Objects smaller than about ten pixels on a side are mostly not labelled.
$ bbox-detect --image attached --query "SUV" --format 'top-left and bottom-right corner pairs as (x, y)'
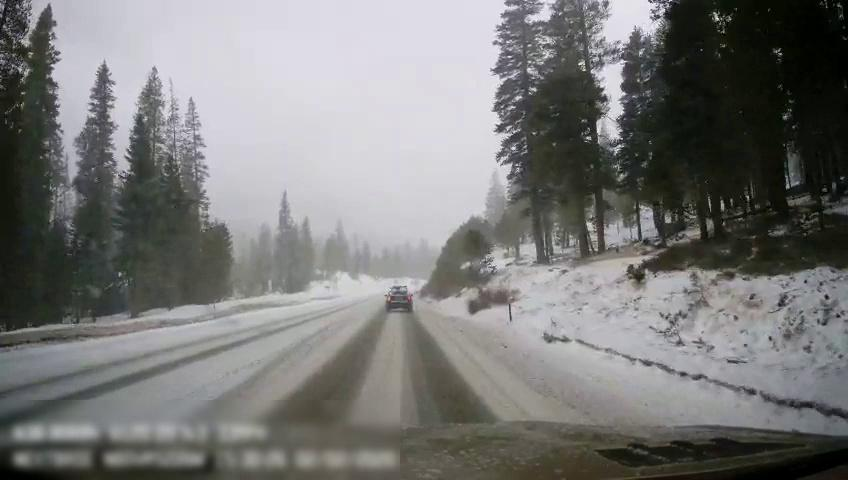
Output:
(384, 285), (414, 312)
